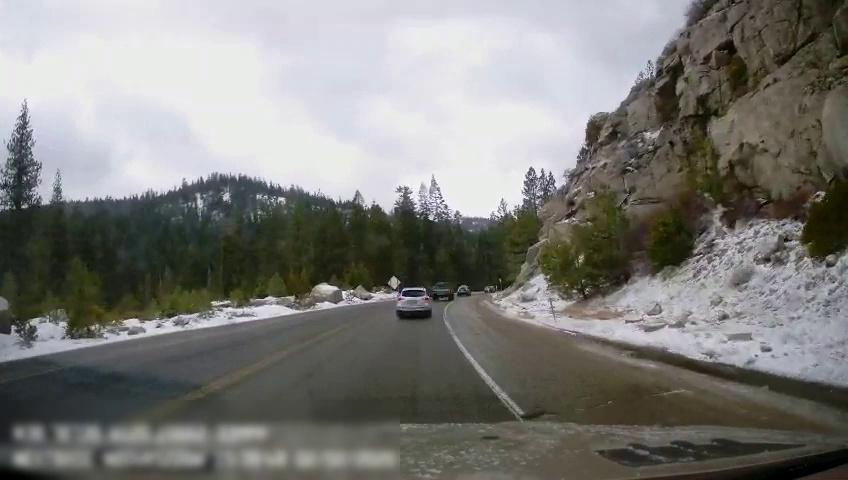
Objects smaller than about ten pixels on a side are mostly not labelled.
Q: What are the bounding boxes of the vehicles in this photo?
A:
[396,288,432,318]
[484,286,495,293]
[457,285,471,296]
[432,282,454,300]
